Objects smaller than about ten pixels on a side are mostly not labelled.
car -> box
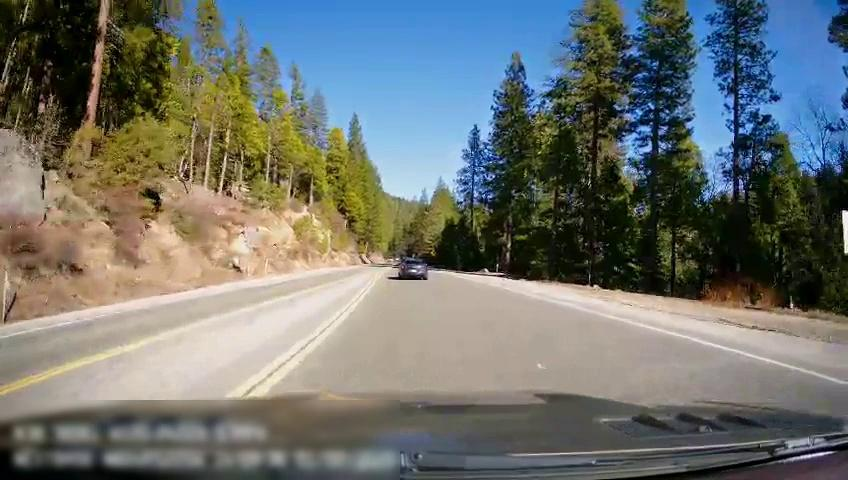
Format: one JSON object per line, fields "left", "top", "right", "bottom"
{"left": 398, "top": 256, "right": 429, "bottom": 281}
